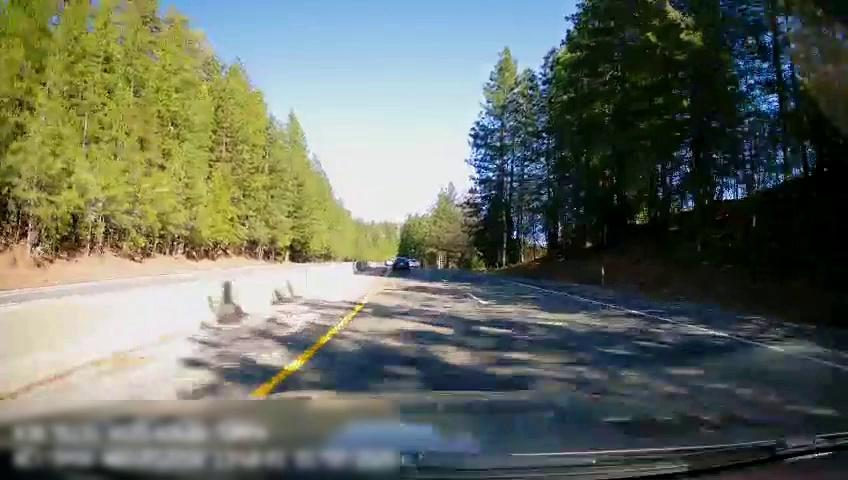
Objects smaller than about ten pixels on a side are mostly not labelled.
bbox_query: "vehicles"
[392,257,410,271]
[405,258,417,268]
